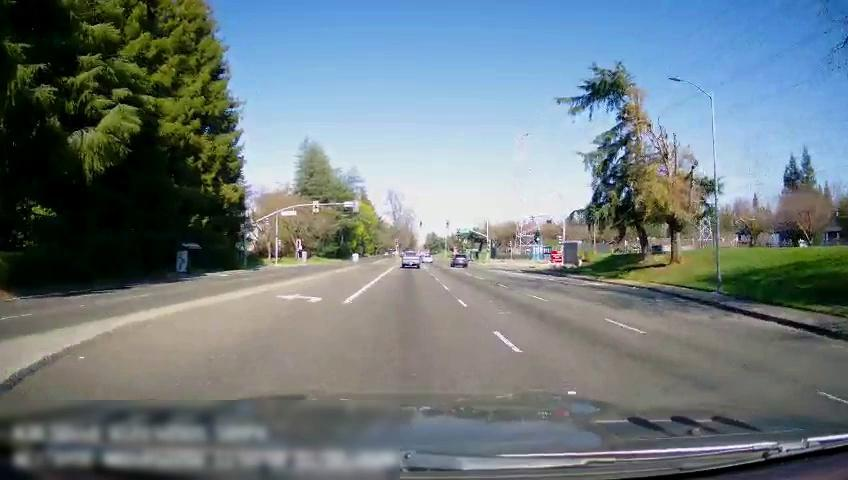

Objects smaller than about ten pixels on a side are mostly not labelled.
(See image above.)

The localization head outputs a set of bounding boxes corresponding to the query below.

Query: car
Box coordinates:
[451,253,469,268]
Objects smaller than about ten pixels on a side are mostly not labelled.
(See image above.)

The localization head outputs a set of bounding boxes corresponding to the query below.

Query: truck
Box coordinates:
[399,251,421,269]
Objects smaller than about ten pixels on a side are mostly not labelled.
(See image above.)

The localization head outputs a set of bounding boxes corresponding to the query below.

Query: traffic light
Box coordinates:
[312,201,320,213]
